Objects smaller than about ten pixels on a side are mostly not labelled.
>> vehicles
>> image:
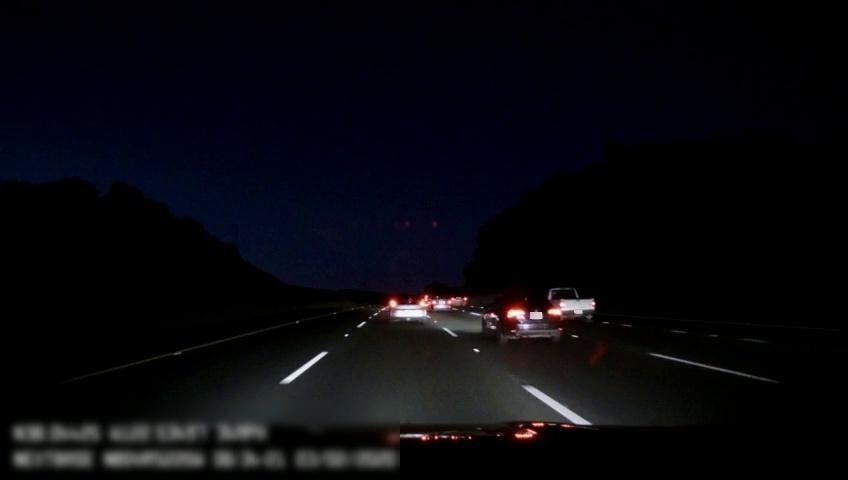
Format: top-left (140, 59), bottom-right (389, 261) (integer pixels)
top-left (480, 290), bottom-right (563, 346)
top-left (429, 292), bottom-right (452, 314)
top-left (390, 293), bottom-right (426, 322)
top-left (449, 291), bottom-right (469, 309)
top-left (542, 287), bottom-right (595, 327)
